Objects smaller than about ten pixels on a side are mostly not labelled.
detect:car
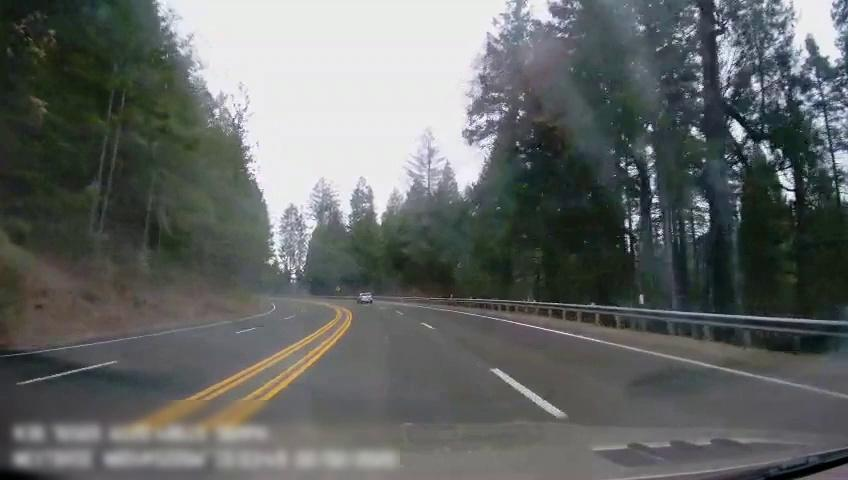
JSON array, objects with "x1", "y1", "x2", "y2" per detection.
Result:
[{"x1": 357, "y1": 292, "x2": 374, "y2": 305}]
